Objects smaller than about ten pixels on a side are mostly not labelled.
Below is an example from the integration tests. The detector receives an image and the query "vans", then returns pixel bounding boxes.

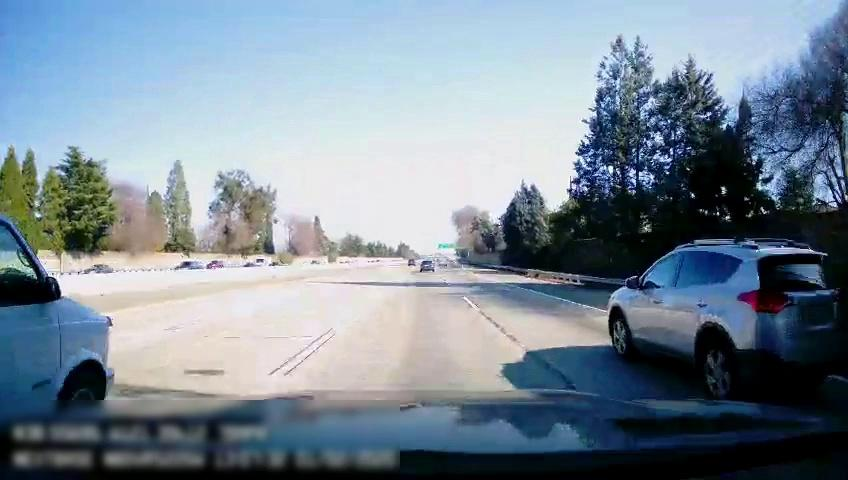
[0,210,115,423]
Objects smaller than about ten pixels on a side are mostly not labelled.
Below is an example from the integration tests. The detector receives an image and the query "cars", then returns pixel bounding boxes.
[419,260,435,273]
[173,261,203,270]
[205,260,225,269]
[78,264,115,274]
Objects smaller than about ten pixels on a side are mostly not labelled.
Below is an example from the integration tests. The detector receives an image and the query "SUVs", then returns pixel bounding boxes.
[605,242,848,401]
